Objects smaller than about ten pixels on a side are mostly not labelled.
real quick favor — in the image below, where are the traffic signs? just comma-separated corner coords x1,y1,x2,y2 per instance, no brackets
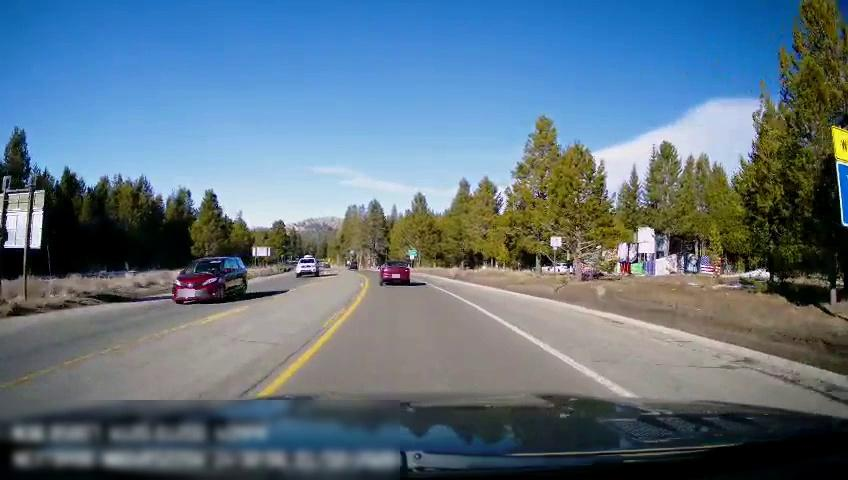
0,192,43,249
251,246,271,257
828,124,848,227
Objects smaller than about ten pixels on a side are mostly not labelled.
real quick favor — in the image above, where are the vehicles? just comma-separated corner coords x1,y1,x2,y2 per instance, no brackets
171,257,249,305
295,258,320,278
546,262,573,275
378,260,412,286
